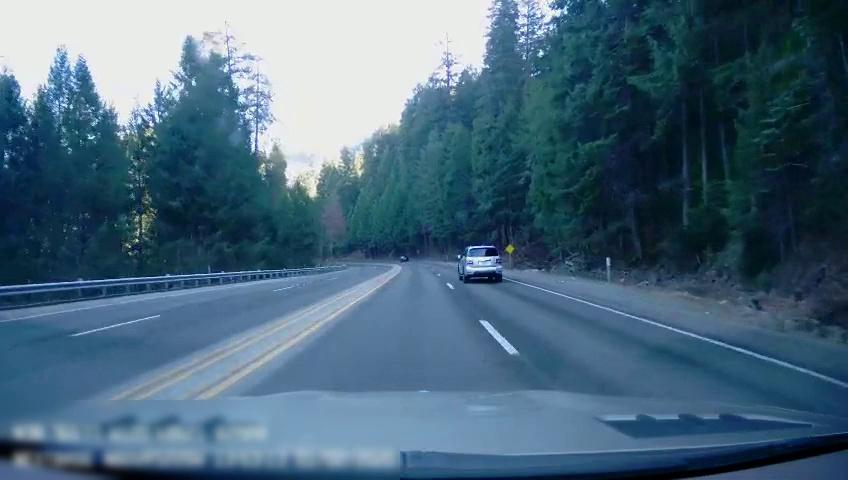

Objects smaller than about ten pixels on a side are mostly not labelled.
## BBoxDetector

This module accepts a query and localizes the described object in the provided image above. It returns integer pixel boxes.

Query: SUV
[455,245,504,284]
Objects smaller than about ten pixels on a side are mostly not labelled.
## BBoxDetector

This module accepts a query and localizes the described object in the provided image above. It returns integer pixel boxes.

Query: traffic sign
[504,243,515,254]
